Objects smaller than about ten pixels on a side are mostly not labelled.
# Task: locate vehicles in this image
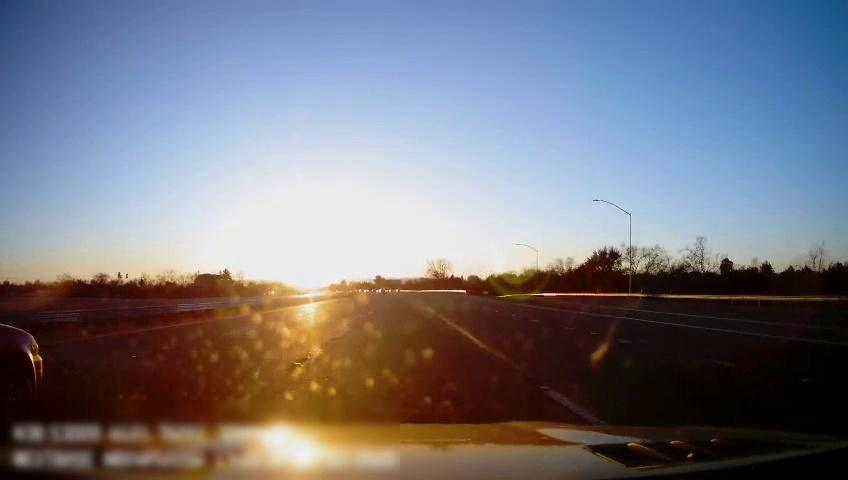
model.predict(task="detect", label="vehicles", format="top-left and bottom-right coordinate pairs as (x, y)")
top-left (264, 291), bottom-right (276, 298)
top-left (0, 323), bottom-right (43, 433)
